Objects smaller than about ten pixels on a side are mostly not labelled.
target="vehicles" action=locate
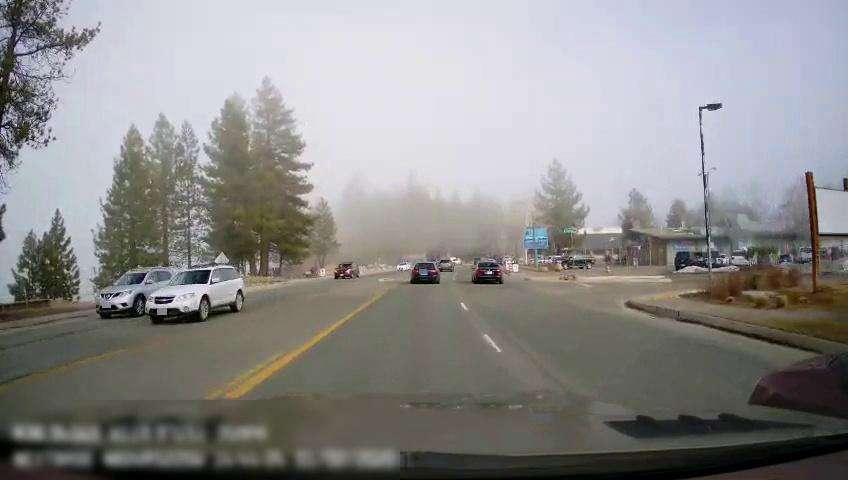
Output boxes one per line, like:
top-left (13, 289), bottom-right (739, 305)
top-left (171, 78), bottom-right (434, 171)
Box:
top-left (471, 261), bottom-right (504, 284)
top-left (562, 256), bottom-right (592, 271)
top-left (95, 267), bottom-right (178, 319)
top-left (672, 252), bottom-right (693, 270)
top-left (395, 262), bottom-right (411, 274)
top-left (777, 251), bottom-right (793, 264)
top-left (438, 260), bottom-right (452, 272)
top-left (410, 261), bottom-right (439, 284)
top-left (727, 253), bottom-right (749, 267)
top-left (753, 355), bottom-right (848, 410)
top-left (707, 251), bottom-right (728, 268)
top-left (335, 264), bottom-right (358, 280)
top-left (147, 264), bottom-right (245, 324)
top-left (688, 251), bottom-right (708, 268)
